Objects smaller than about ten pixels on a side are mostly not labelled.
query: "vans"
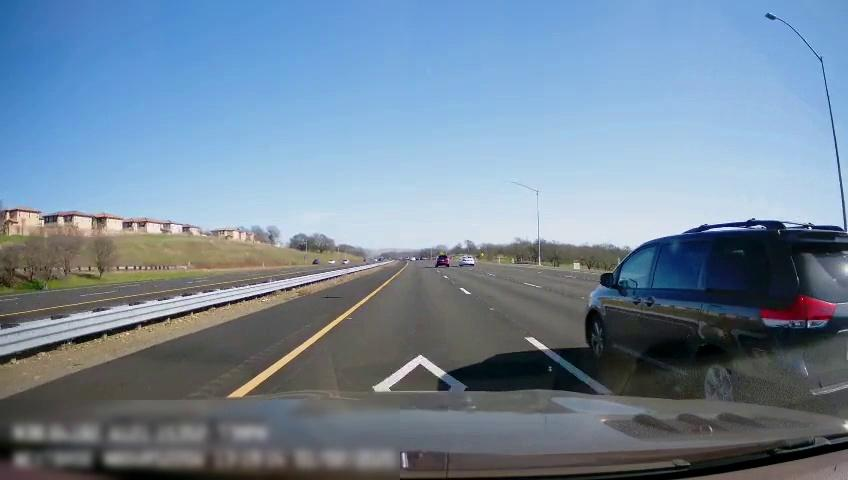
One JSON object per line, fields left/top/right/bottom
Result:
{"left": 583, "top": 229, "right": 848, "bottom": 419}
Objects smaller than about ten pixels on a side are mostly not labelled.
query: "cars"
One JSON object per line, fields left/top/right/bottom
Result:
{"left": 460, "top": 255, "right": 474, "bottom": 266}
{"left": 435, "top": 255, "right": 450, "bottom": 268}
